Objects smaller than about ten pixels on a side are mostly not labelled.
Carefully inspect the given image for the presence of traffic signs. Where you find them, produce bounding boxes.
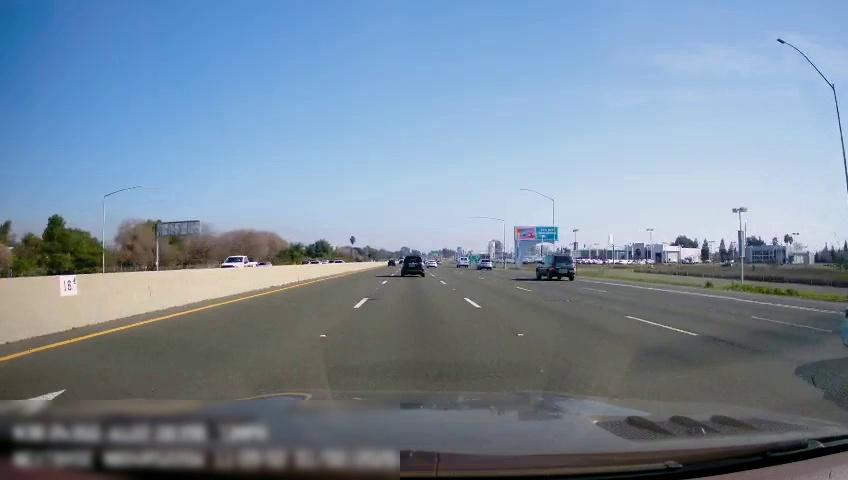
[158,219,200,238]
[469,255,480,263]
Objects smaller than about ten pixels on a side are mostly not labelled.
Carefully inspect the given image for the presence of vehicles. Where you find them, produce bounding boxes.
[334,259,346,264]
[456,256,470,269]
[838,308,848,348]
[426,260,437,269]
[535,254,577,282]
[256,260,273,267]
[400,254,425,278]
[305,260,322,265]
[221,255,259,268]
[476,258,493,271]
